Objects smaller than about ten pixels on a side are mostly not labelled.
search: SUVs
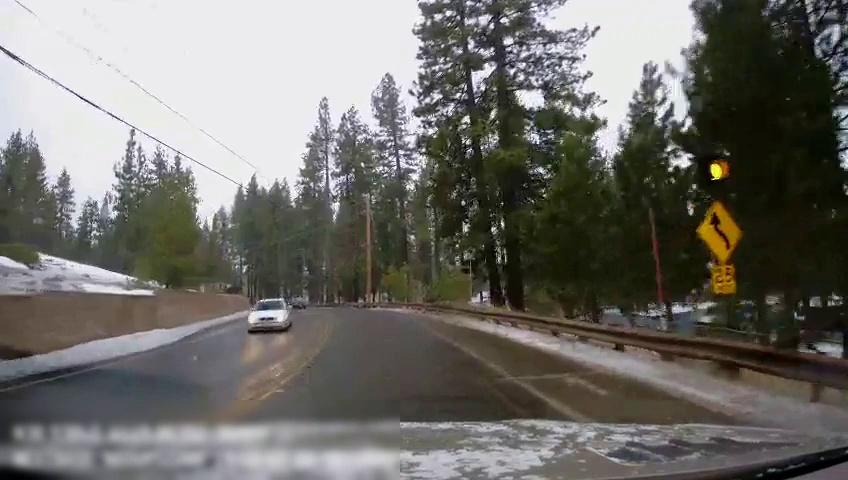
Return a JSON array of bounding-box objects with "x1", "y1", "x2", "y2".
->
[{"x1": 291, "y1": 297, "x2": 307, "y2": 311}]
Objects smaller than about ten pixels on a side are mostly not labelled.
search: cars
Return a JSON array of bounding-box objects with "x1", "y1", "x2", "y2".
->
[{"x1": 246, "y1": 297, "x2": 294, "y2": 336}]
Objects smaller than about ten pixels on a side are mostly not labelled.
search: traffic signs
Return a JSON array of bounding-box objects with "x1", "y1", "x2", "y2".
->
[
  {"x1": 713, "y1": 265, "x2": 736, "y2": 297},
  {"x1": 696, "y1": 201, "x2": 742, "y2": 266}
]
